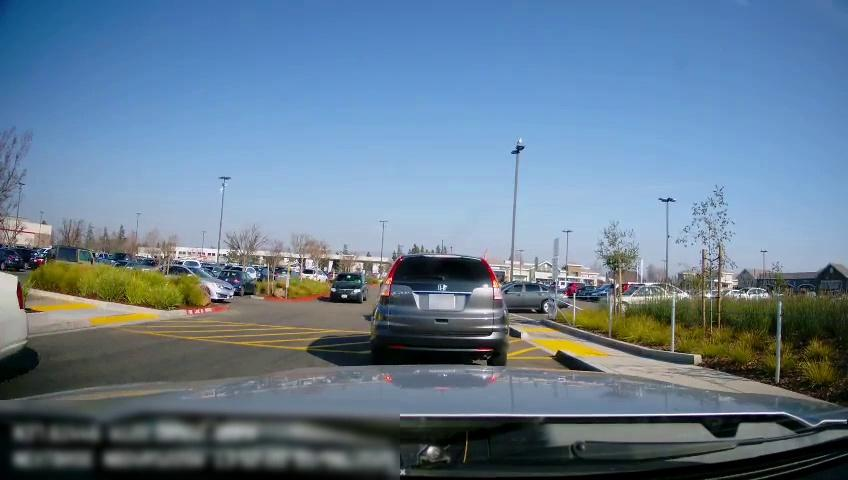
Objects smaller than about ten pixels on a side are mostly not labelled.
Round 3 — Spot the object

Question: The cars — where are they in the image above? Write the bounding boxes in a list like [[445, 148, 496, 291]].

[[502, 281, 571, 314], [0, 271, 29, 363]]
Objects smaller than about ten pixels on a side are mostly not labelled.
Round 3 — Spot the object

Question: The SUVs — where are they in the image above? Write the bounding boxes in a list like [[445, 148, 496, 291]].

[[374, 253, 508, 368], [328, 270, 370, 304]]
